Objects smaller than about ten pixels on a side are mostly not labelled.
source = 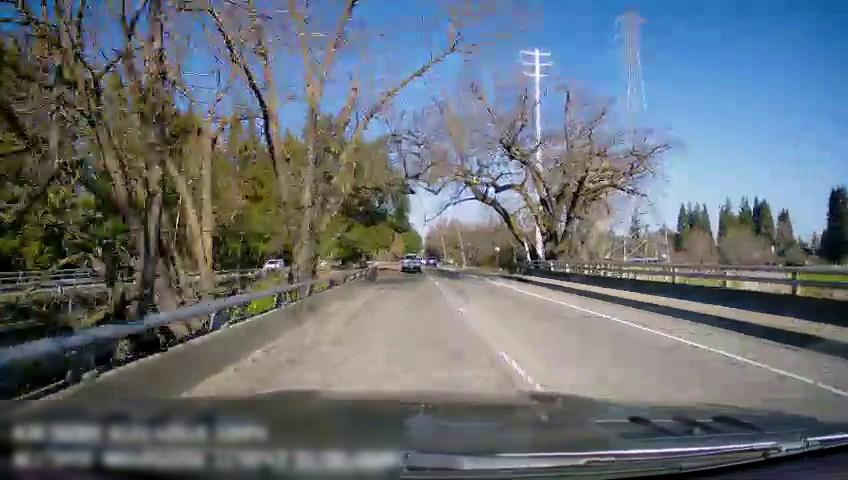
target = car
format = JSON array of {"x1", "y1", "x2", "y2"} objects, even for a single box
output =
[{"x1": 263, "y1": 258, "x2": 284, "y2": 271}]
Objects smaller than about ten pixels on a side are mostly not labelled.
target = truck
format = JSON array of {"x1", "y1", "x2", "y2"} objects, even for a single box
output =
[{"x1": 400, "y1": 255, "x2": 421, "y2": 272}]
